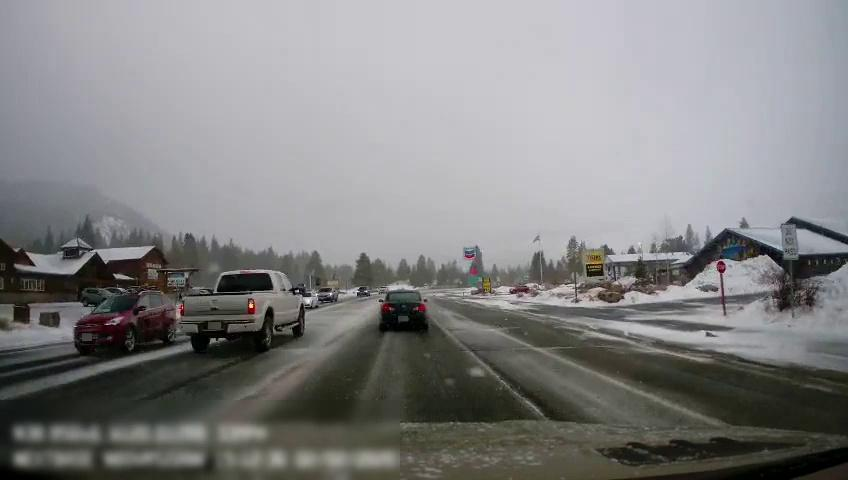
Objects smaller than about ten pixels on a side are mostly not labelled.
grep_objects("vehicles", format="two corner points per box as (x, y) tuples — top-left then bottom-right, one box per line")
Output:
(80, 288), (116, 307)
(179, 270), (305, 353)
(509, 285), (530, 294)
(378, 290), (429, 332)
(199, 288), (214, 294)
(73, 291), (177, 356)
(357, 286), (370, 297)
(316, 287), (338, 303)
(300, 292), (319, 309)
(378, 286), (389, 294)
(104, 288), (135, 295)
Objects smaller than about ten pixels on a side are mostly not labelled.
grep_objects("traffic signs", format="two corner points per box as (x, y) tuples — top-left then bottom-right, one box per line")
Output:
(717, 261), (726, 273)
(780, 223), (800, 261)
